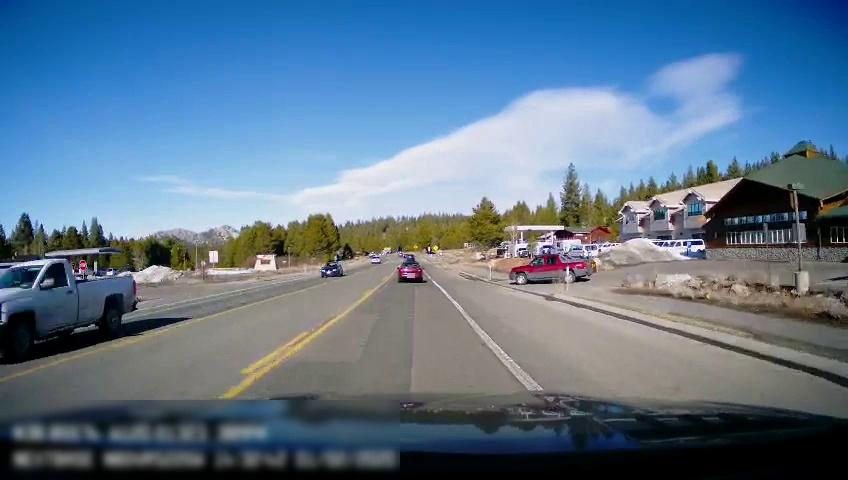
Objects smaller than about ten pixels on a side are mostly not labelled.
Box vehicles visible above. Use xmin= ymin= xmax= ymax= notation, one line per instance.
xmin=548 ymin=239 xmax=582 ymax=256
xmin=509 ymin=253 xmax=594 ymax=286
xmin=0 ymin=258 xmax=139 ymax=359
xmin=666 ymin=239 xmax=705 ymax=257
xmin=371 ymin=255 xmax=382 ymax=264
xmin=405 ymin=254 xmax=417 ymax=261
xmin=530 ymin=242 xmax=553 ymax=256
xmin=598 ymin=242 xmax=622 ymax=256
xmin=507 ymin=243 xmax=531 ymax=259
xmin=649 ymin=240 xmax=673 ymax=248
xmin=565 ymin=243 xmax=599 ymax=260
xmin=397 ymin=260 xmax=424 ymax=283
xmin=320 ymin=262 xmax=344 ymax=278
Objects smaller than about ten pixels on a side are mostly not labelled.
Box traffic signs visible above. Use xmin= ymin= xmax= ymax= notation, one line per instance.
xmin=79 ymin=260 xmax=87 ymax=272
